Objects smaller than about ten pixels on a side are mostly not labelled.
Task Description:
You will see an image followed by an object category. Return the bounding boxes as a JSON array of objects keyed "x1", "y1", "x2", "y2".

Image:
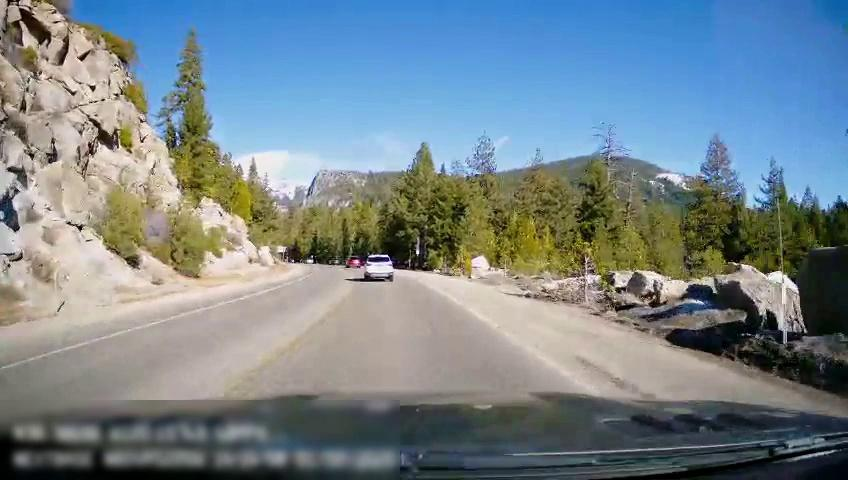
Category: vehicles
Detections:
[
  {"x1": 345, "y1": 255, "x2": 361, "y2": 269},
  {"x1": 363, "y1": 253, "x2": 394, "y2": 282},
  {"x1": 328, "y1": 258, "x2": 340, "y2": 266}
]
